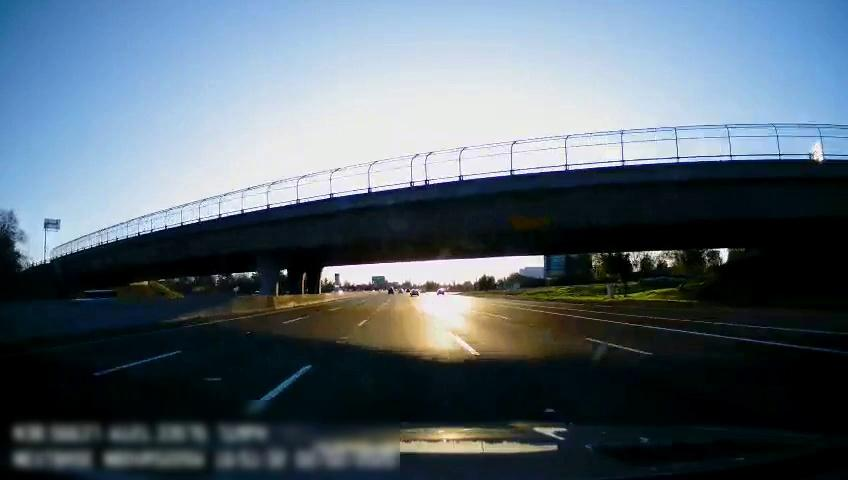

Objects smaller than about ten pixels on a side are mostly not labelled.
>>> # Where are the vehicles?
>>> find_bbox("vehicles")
[71,289,119,303]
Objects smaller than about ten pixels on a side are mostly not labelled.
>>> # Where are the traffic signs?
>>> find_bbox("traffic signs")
[334,273,340,285]
[371,275,385,283]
